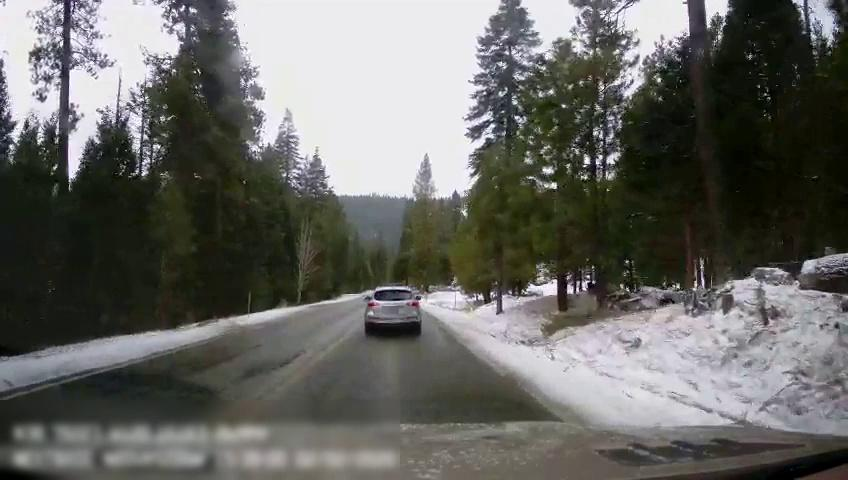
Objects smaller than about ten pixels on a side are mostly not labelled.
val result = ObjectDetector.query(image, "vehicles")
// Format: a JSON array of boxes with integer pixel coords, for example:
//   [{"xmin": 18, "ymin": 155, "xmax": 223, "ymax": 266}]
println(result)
[
  {"xmin": 385, "ymin": 283, "xmax": 405, "ymax": 288},
  {"xmin": 365, "ymin": 287, "xmax": 422, "ymax": 335}
]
